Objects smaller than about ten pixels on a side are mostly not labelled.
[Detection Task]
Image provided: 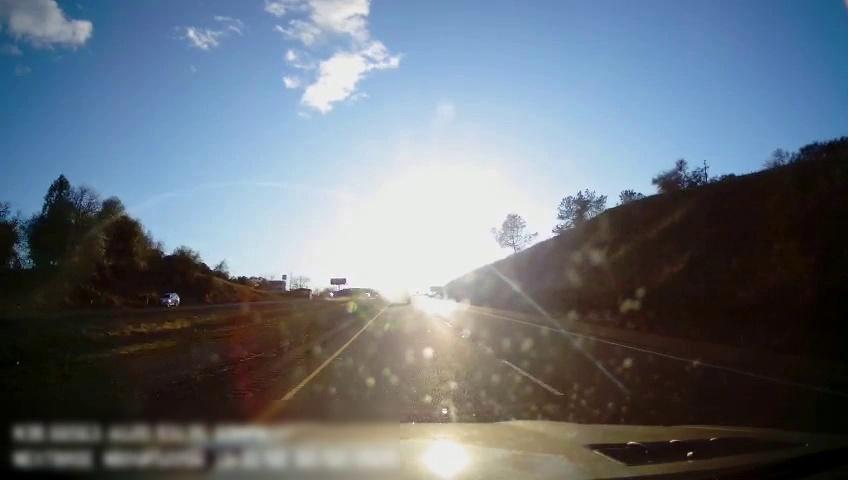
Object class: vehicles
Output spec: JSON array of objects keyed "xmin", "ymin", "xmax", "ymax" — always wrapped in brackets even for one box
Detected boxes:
[
  {"xmin": 159, "ymin": 293, "xmax": 180, "ymax": 308},
  {"xmin": 395, "ymin": 291, "xmax": 411, "ymax": 304}
]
